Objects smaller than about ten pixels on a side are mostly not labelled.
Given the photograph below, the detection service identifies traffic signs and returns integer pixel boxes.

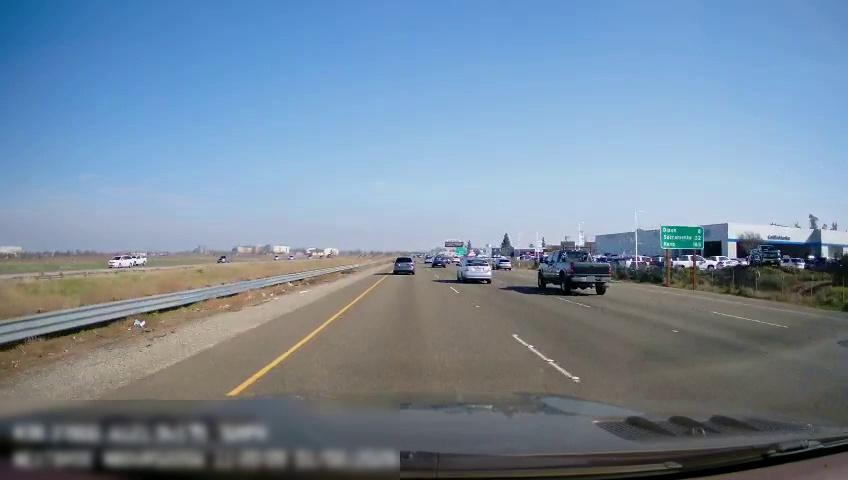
[659,224,705,250]
[455,247,467,255]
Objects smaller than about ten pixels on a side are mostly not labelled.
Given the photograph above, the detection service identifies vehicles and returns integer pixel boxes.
[107,255,134,269]
[431,256,446,268]
[131,255,147,266]
[216,255,232,264]
[392,256,415,275]
[491,258,512,271]
[423,255,434,264]
[536,249,612,296]
[455,256,492,284]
